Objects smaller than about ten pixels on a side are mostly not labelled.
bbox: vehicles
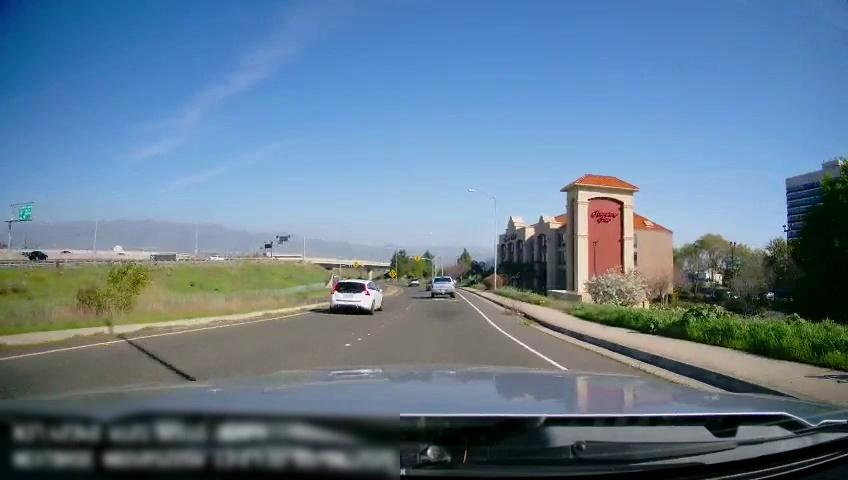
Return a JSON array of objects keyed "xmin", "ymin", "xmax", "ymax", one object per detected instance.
[
  {"xmin": 429, "ymin": 275, "xmax": 457, "ymax": 299},
  {"xmin": 28, "ymin": 250, "xmax": 49, "ymax": 262},
  {"xmin": 425, "ymin": 279, "xmax": 434, "ymax": 292},
  {"xmin": 328, "ymin": 279, "xmax": 385, "ymax": 316},
  {"xmin": 208, "ymin": 255, "xmax": 225, "ymax": 263},
  {"xmin": 408, "ymin": 278, "xmax": 420, "ymax": 288}
]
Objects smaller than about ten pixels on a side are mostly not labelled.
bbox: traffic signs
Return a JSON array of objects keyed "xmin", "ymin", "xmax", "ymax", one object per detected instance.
[{"xmin": 15, "ymin": 205, "xmax": 33, "ymax": 222}]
